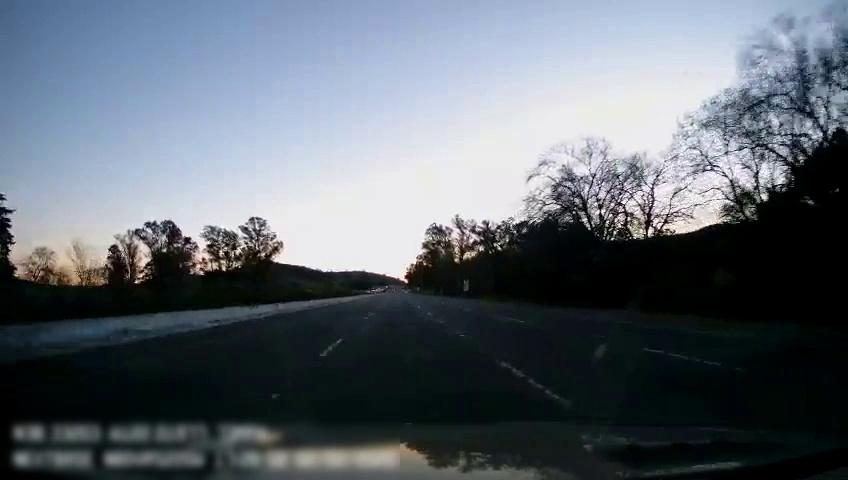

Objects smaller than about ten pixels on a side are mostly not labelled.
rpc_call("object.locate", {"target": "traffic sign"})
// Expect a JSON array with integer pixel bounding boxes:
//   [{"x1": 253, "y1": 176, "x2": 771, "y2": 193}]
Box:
[{"x1": 463, "y1": 279, "x2": 470, "y2": 292}]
